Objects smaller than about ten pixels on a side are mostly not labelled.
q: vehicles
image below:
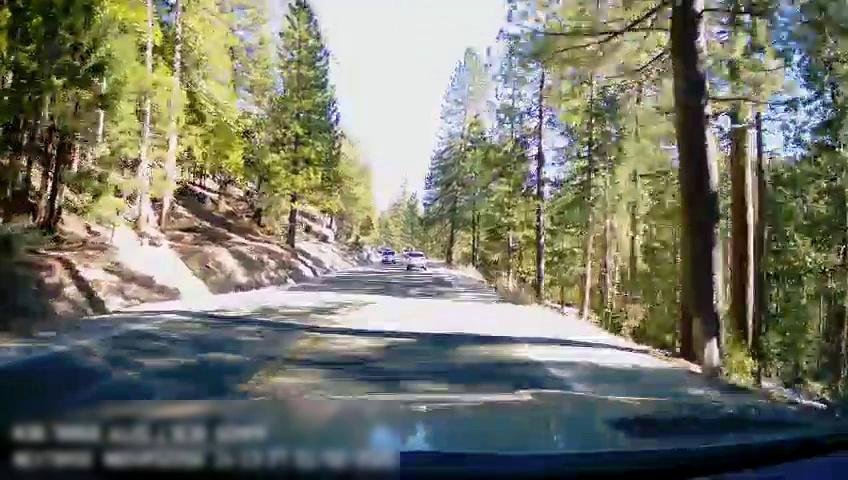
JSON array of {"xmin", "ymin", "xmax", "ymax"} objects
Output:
[
  {"xmin": 406, "ymin": 252, "xmax": 427, "ymax": 270},
  {"xmin": 381, "ymin": 250, "xmax": 398, "ymax": 264}
]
